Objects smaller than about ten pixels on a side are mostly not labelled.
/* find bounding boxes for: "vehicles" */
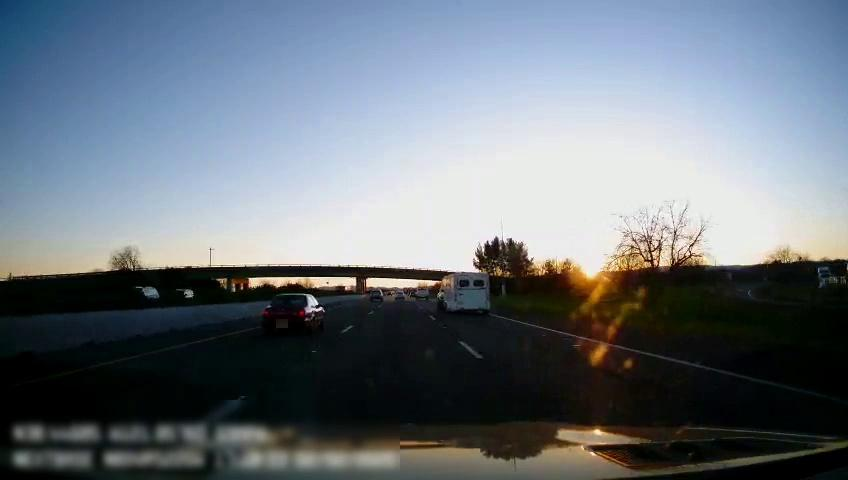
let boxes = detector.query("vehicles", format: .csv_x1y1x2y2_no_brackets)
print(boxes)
394,290,405,300
440,272,491,316
369,289,384,302
262,291,327,336
171,288,195,301
437,289,444,310
335,285,352,294
414,287,430,301
126,285,161,303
